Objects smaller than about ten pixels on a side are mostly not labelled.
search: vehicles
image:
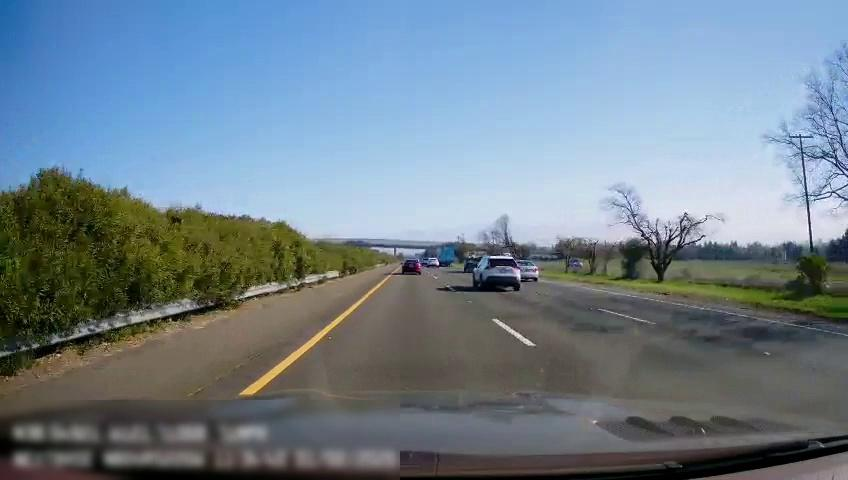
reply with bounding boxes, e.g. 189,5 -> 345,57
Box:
568,258 -> 583,270
426,257 -> 440,268
516,260 -> 539,282
464,255 -> 481,273
436,248 -> 454,267
398,257 -> 423,276
471,256 -> 521,292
